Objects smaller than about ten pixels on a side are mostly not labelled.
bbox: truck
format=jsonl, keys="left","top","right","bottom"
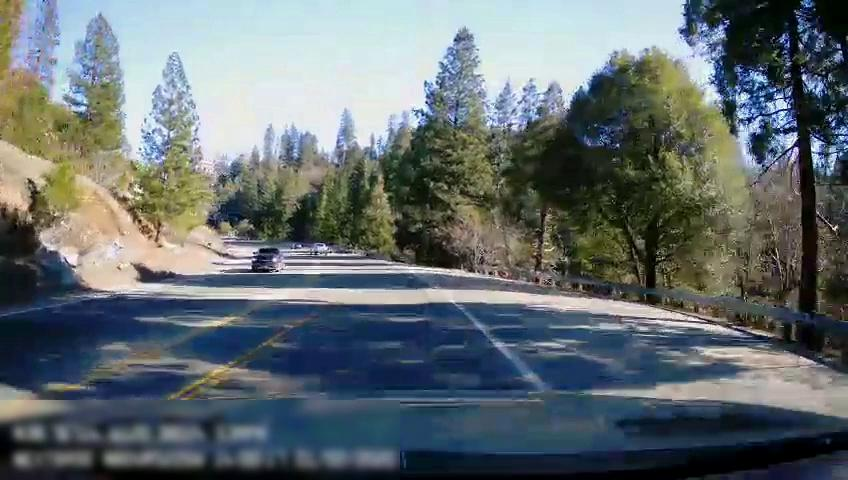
{"left": 312, "top": 243, "right": 329, "bottom": 255}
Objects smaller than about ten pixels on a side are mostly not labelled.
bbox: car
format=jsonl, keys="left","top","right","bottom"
{"left": 251, "top": 247, "right": 287, "bottom": 273}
